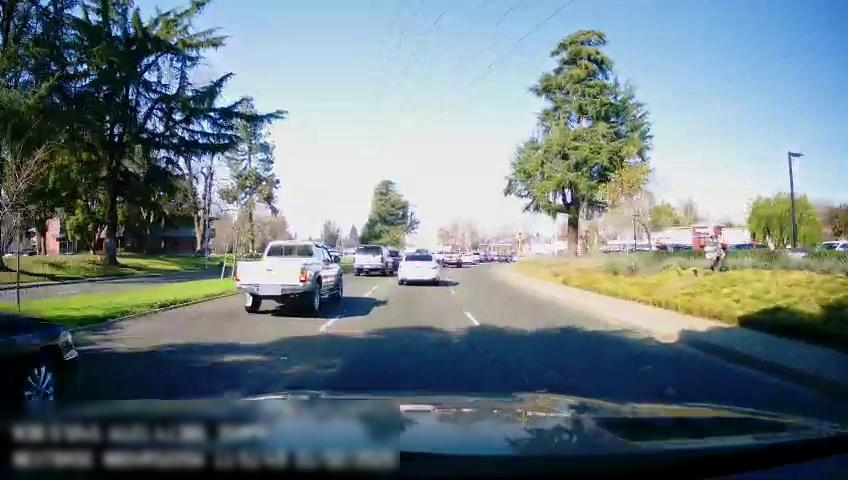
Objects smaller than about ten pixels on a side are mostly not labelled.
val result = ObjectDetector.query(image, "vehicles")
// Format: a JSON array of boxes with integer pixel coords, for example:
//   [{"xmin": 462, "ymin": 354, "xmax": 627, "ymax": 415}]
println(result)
[
  {"xmin": 442, "ymin": 252, "xmax": 463, "ymax": 268},
  {"xmin": 0, "ymin": 312, "xmax": 82, "ymax": 410},
  {"xmin": 388, "ymin": 250, "xmax": 402, "ymax": 266},
  {"xmin": 351, "ymin": 245, "xmax": 394, "ymax": 277},
  {"xmin": 235, "ymin": 239, "xmax": 345, "ymax": 314},
  {"xmin": 398, "ymin": 254, "xmax": 440, "ymax": 286}
]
